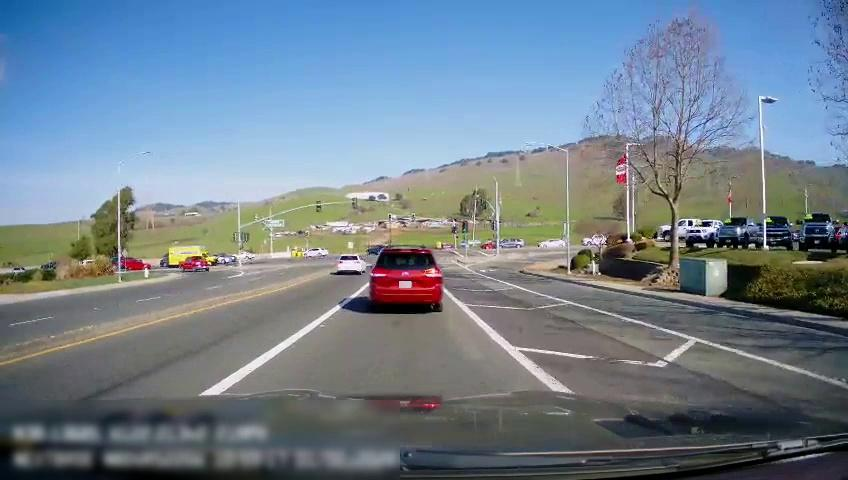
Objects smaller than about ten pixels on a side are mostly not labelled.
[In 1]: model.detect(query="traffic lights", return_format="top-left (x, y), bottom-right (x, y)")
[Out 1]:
top-left (351, 196), bottom-right (360, 210)
top-left (461, 219), bottom-right (470, 234)
top-left (232, 231), bottom-right (239, 242)
top-left (314, 198), bottom-right (323, 213)
top-left (241, 230), bottom-right (249, 242)
top-left (489, 217), bottom-right (497, 231)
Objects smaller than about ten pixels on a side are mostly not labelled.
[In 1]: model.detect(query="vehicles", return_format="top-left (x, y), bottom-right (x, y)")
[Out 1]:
top-left (158, 253), bottom-right (171, 268)
top-left (167, 244), bottom-right (219, 267)
top-left (479, 241), bottom-right (496, 250)
top-left (81, 258), bottom-right (96, 265)
top-left (302, 247), bottom-right (329, 257)
top-left (498, 239), bottom-right (524, 249)
top-left (179, 255), bottom-right (210, 273)
top-left (537, 238), bottom-right (567, 248)
top-left (367, 244), bottom-right (386, 256)
top-left (367, 244), bottom-right (445, 312)
top-left (213, 255), bottom-right (232, 265)
top-left (120, 258), bottom-right (152, 271)
top-left (582, 234), bottom-right (608, 247)
top-left (335, 253), bottom-right (368, 276)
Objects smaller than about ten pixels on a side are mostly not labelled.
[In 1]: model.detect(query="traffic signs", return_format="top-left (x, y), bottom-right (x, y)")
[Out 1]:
top-left (263, 218), bottom-right (287, 229)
